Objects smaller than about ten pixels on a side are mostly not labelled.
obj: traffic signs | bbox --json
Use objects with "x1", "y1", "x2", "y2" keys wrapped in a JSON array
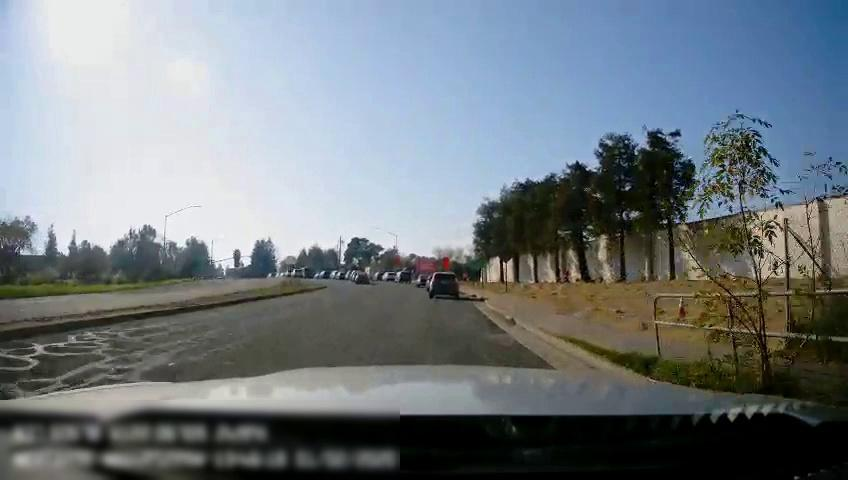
[
  {"x1": 394, "y1": 255, "x2": 401, "y2": 267},
  {"x1": 441, "y1": 256, "x2": 450, "y2": 269},
  {"x1": 467, "y1": 258, "x2": 483, "y2": 271}
]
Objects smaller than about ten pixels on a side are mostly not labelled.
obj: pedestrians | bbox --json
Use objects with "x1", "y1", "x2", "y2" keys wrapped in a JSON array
[{"x1": 562, "y1": 268, "x2": 571, "y2": 283}]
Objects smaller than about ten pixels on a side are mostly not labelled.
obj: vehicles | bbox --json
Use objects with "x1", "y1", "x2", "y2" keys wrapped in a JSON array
[
  {"x1": 335, "y1": 271, "x2": 346, "y2": 280},
  {"x1": 290, "y1": 268, "x2": 304, "y2": 279},
  {"x1": 416, "y1": 273, "x2": 429, "y2": 288},
  {"x1": 394, "y1": 271, "x2": 412, "y2": 284},
  {"x1": 381, "y1": 271, "x2": 396, "y2": 281},
  {"x1": 364, "y1": 266, "x2": 375, "y2": 280},
  {"x1": 372, "y1": 270, "x2": 386, "y2": 281},
  {"x1": 354, "y1": 271, "x2": 370, "y2": 285},
  {"x1": 300, "y1": 267, "x2": 314, "y2": 279},
  {"x1": 428, "y1": 271, "x2": 460, "y2": 299},
  {"x1": 328, "y1": 270, "x2": 340, "y2": 280},
  {"x1": 425, "y1": 272, "x2": 436, "y2": 292}
]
